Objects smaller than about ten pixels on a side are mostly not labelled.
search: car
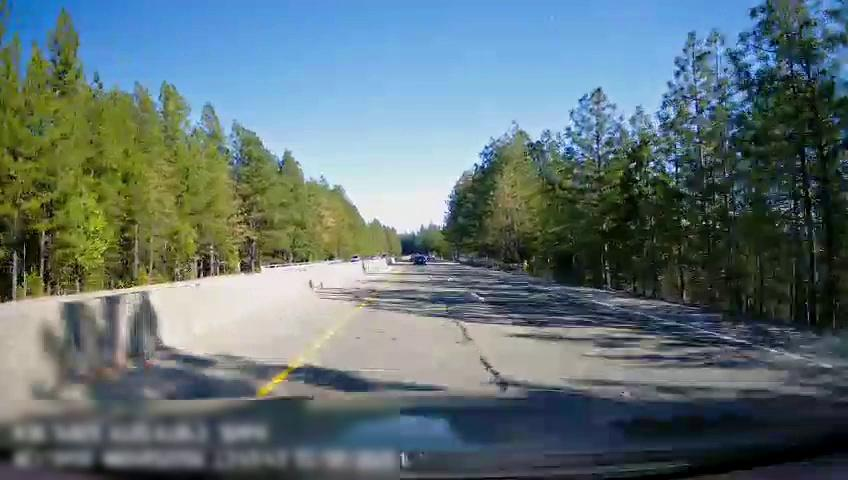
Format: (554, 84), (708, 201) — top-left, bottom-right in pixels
(413, 255), (426, 266)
